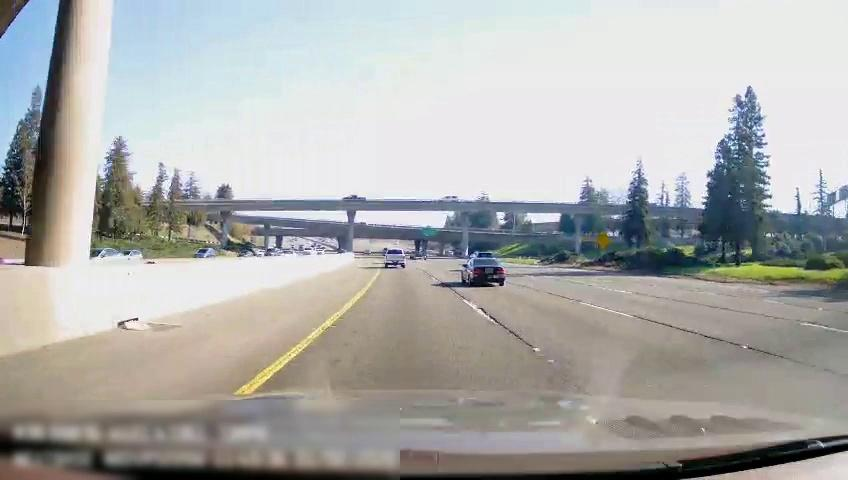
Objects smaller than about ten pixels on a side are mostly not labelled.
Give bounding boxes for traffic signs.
[594,233,611,250]
[421,227,437,239]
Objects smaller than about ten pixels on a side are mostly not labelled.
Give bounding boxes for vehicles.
[192,247,218,260]
[460,256,506,287]
[88,247,129,264]
[440,195,458,200]
[263,247,281,257]
[382,247,407,269]
[410,254,427,261]
[119,249,145,261]
[468,251,496,264]
[342,193,368,200]
[237,248,256,258]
